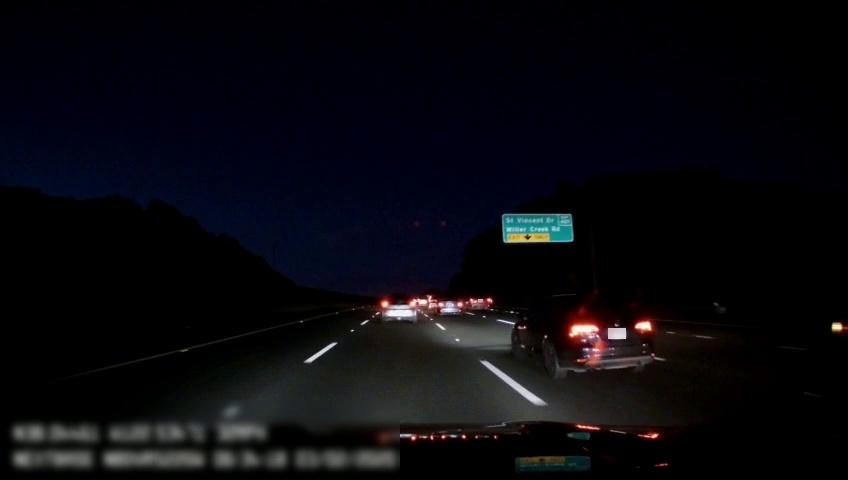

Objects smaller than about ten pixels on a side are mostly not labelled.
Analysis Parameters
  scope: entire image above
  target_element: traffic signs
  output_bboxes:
[501,213,574,243]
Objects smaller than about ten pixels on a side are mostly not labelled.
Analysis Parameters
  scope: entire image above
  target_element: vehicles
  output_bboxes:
[510,291,656,382]
[432,292,463,317]
[380,294,417,323]
[462,291,492,312]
